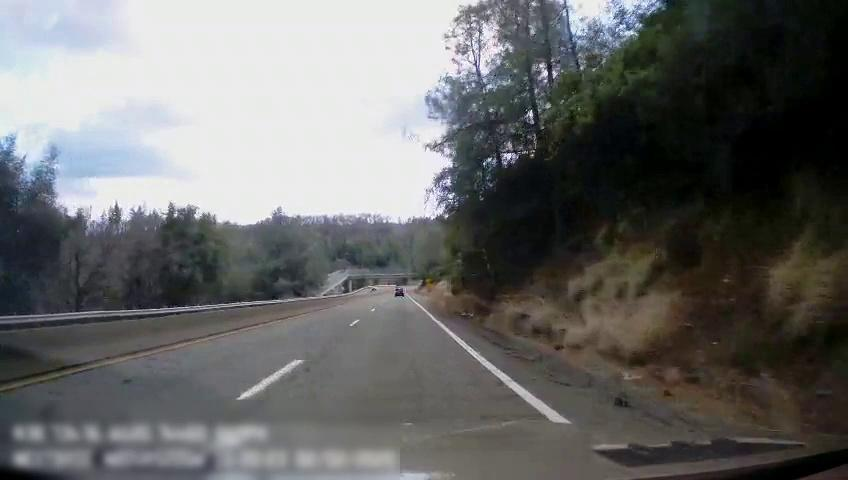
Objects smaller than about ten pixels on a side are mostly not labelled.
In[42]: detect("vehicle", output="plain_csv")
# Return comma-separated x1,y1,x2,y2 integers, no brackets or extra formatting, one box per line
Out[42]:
394,288,405,298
